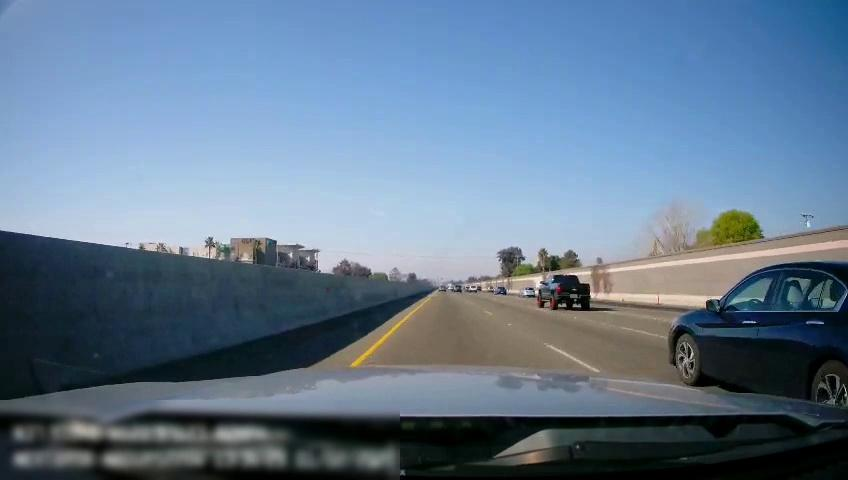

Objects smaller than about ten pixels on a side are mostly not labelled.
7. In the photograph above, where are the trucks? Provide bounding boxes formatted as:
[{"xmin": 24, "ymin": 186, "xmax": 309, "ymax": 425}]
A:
[{"xmin": 537, "ymin": 274, "xmax": 590, "ymax": 310}]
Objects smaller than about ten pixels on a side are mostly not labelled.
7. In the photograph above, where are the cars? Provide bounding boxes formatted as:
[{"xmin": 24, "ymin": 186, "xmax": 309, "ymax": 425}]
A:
[
  {"xmin": 495, "ymin": 287, "xmax": 507, "ymax": 296},
  {"xmin": 519, "ymin": 287, "xmax": 535, "ymax": 298},
  {"xmin": 666, "ymin": 260, "xmax": 848, "ymax": 409}
]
